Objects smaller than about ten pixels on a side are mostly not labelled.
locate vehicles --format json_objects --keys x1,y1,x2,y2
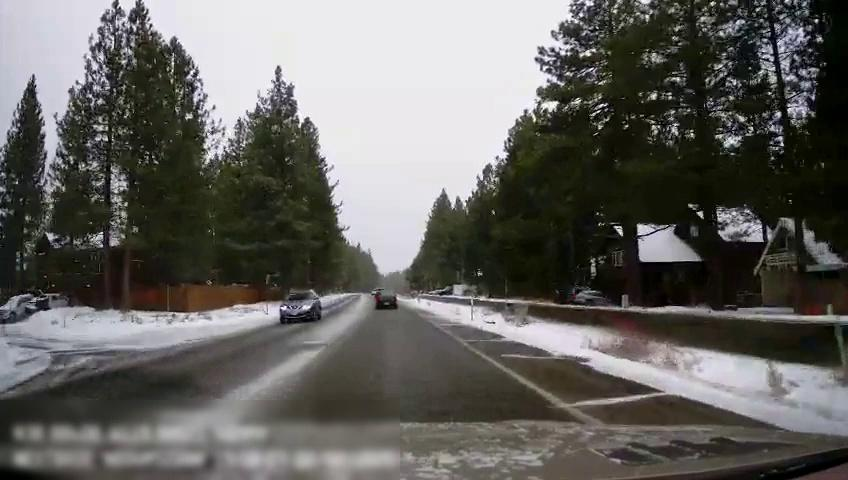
[
  {"x1": 562, "y1": 285, "x2": 591, "y2": 305},
  {"x1": 574, "y1": 290, "x2": 611, "y2": 307},
  {"x1": 0, "y1": 293, "x2": 35, "y2": 324},
  {"x1": 374, "y1": 290, "x2": 398, "y2": 310},
  {"x1": 437, "y1": 287, "x2": 454, "y2": 296},
  {"x1": 24, "y1": 293, "x2": 70, "y2": 316},
  {"x1": 279, "y1": 289, "x2": 322, "y2": 324}
]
